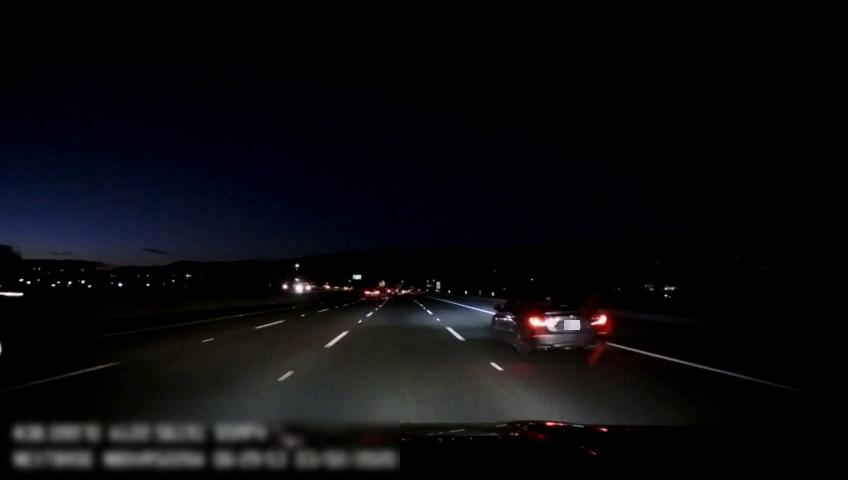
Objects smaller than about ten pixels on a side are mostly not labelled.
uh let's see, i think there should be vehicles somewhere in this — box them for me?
[385,287,398,298]
[361,283,387,305]
[488,290,614,358]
